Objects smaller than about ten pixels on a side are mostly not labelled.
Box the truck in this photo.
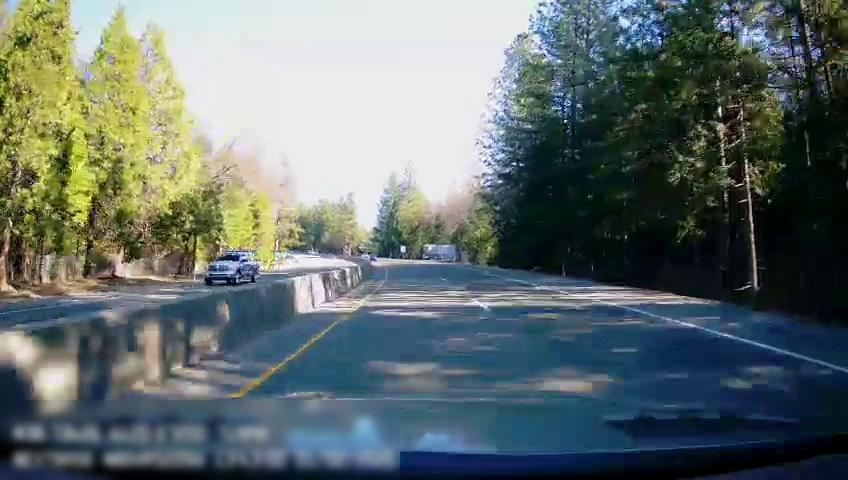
[203,248,261,286]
